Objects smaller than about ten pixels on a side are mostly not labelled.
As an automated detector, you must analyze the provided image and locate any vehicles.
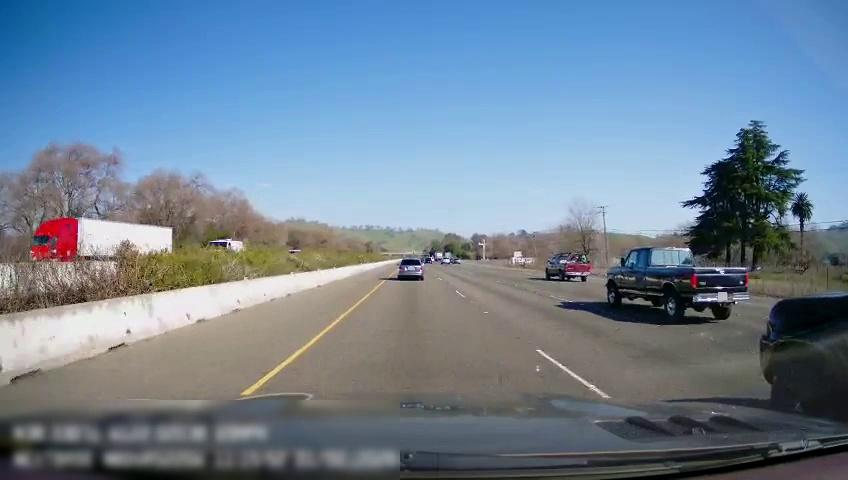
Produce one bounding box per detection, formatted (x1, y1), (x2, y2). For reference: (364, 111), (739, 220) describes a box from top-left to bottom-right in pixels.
(759, 290), (848, 421)
(441, 256), (451, 265)
(396, 257), (424, 281)
(434, 251), (443, 262)
(287, 249), (305, 255)
(30, 215), (174, 262)
(207, 238), (243, 253)
(544, 251), (592, 283)
(605, 246), (751, 322)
